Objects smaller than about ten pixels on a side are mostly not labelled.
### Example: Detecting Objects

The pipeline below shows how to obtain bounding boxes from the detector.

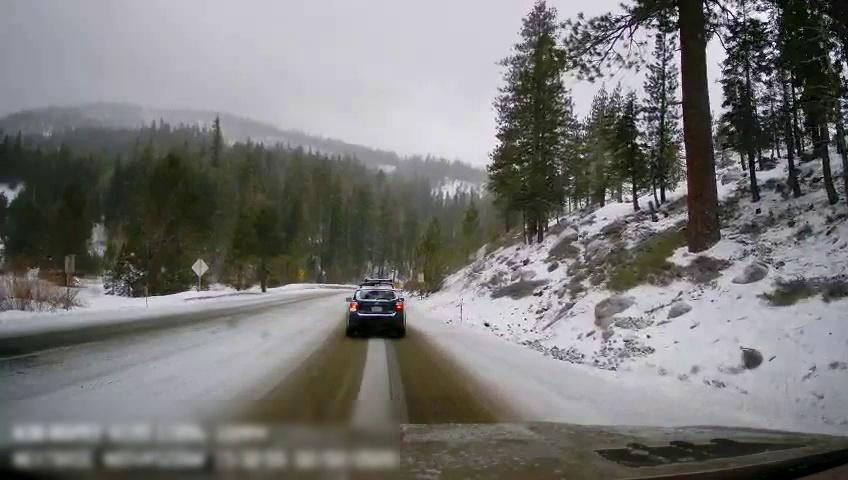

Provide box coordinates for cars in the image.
[345,280,407,341]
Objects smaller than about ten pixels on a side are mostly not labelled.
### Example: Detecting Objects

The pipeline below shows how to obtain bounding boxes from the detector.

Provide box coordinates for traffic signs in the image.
[191,257,209,277]
[64,254,75,274]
